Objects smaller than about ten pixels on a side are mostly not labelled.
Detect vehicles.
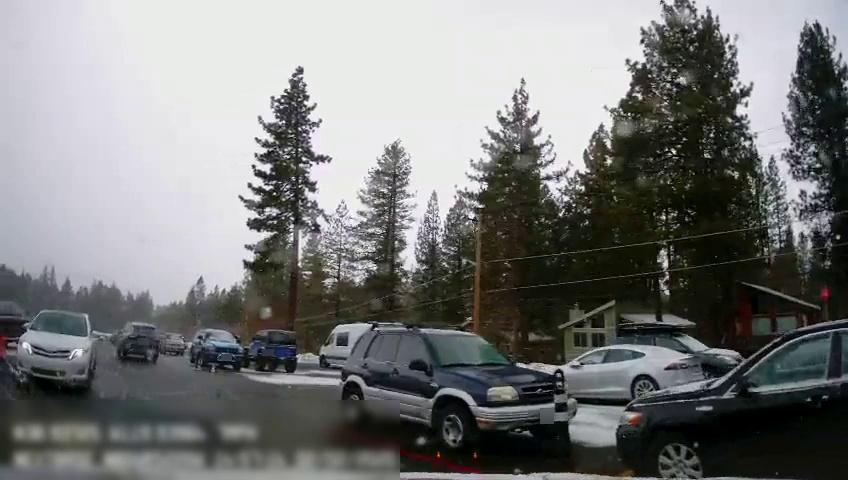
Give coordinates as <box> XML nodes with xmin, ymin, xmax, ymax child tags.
<box><xmin>609</xmin><ymin>317</ymin><xmax>848</xmax><ymax>480</ymax></box>
<box><xmin>621</xmin><ymin>332</ymin><xmax>743</xmax><ymax>379</ymax></box>
<box><xmin>160</xmin><ymin>333</ymin><xmax>185</xmax><ymax>356</ymax></box>
<box><xmin>115</xmin><ymin>323</ymin><xmax>162</xmax><ymax>364</ymax></box>
<box><xmin>319</xmin><ymin>321</ymin><xmax>408</xmax><ymax>370</ymax></box>
<box><xmin>14</xmin><ymin>308</ymin><xmax>97</xmax><ymax>392</ymax></box>
<box><xmin>338</xmin><ymin>324</ymin><xmax>578</xmax><ymax>456</ymax></box>
<box><xmin>189</xmin><ymin>328</ymin><xmax>247</xmax><ymax>370</ymax></box>
<box><xmin>246</xmin><ymin>329</ymin><xmax>296</xmax><ymax>373</ymax></box>
<box><xmin>526</xmin><ymin>343</ymin><xmax>704</xmax><ymax>401</ymax></box>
